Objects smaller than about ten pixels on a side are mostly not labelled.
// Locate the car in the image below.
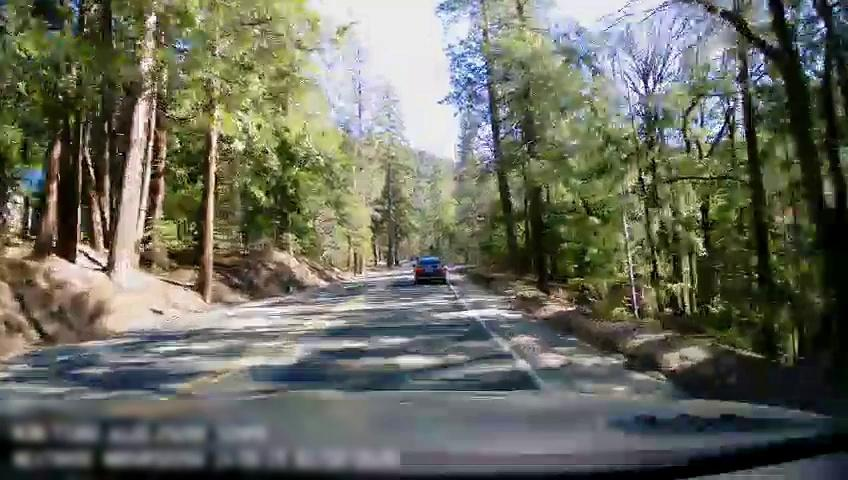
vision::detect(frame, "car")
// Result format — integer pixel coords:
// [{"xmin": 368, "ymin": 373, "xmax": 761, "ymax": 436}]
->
[{"xmin": 412, "ymin": 256, "xmax": 448, "ymax": 284}]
